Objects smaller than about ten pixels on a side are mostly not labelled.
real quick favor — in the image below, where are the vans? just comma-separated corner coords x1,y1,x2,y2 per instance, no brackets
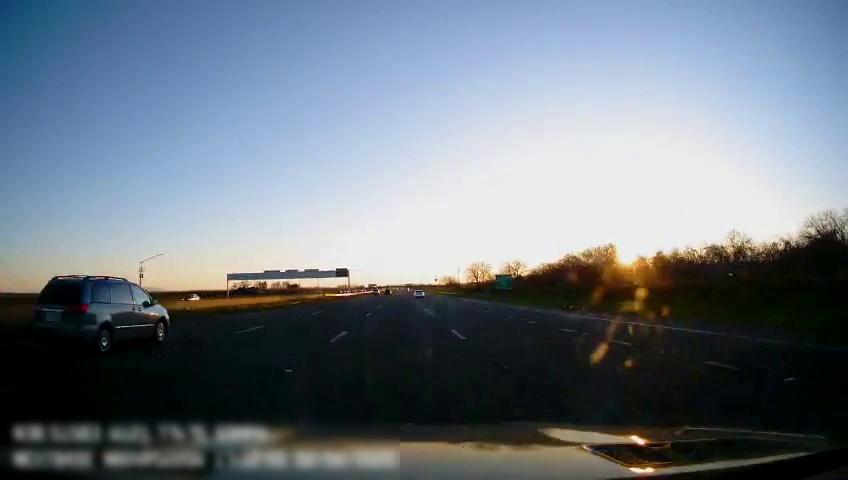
32,274,171,355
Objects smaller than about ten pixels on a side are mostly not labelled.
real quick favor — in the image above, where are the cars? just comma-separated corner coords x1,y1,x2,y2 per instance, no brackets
180,294,200,302
413,289,425,299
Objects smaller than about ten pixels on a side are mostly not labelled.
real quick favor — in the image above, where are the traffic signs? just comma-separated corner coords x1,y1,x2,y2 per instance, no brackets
336,268,348,277
495,274,513,290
